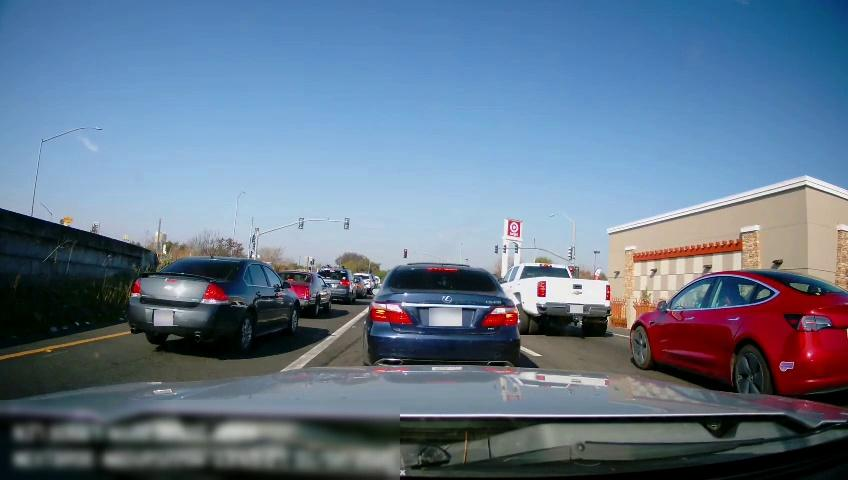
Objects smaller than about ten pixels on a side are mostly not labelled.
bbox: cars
[125,254,302,357]
[350,274,370,300]
[267,268,334,320]
[361,262,522,367]
[628,267,848,408]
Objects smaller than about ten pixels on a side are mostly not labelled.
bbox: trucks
[491,263,613,338]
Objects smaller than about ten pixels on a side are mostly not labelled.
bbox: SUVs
[314,264,359,306]
[353,272,376,296]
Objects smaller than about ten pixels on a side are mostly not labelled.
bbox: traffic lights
[494,244,499,255]
[513,242,519,256]
[343,217,350,231]
[297,217,305,230]
[502,243,507,255]
[567,247,573,261]
[403,248,408,260]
